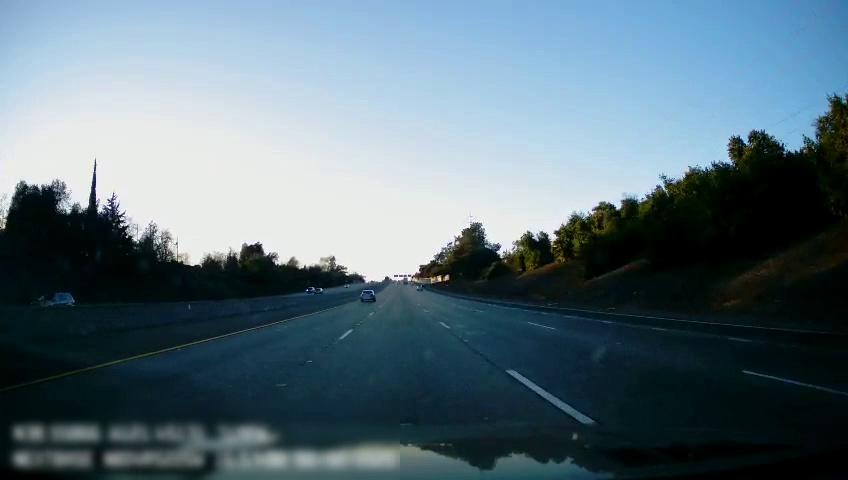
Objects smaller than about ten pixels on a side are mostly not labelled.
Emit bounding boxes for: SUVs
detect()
[31,291,76,307]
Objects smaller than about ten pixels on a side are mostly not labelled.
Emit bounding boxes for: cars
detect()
[305,286,316,294]
[360,290,377,303]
